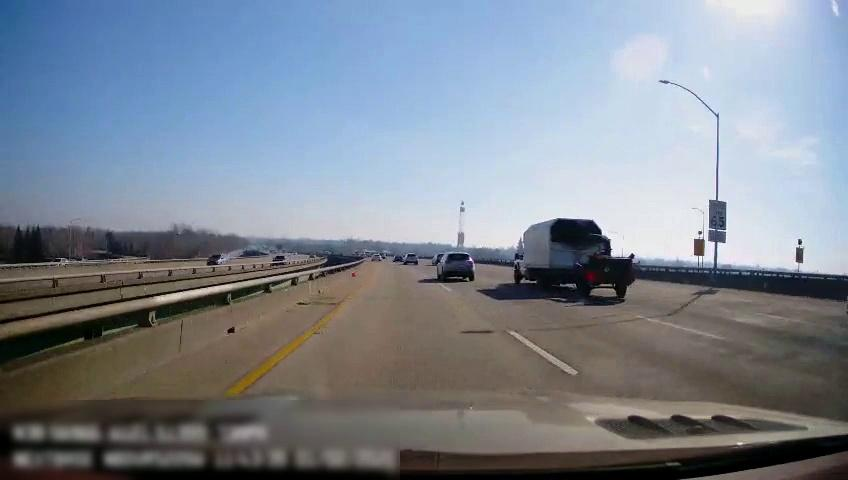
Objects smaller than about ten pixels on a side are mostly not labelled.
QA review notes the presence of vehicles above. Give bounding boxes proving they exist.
[392,255,403,263]
[47,258,69,268]
[271,255,289,266]
[371,254,382,262]
[436,251,476,282]
[402,252,418,266]
[513,216,637,299]
[206,252,227,266]
[431,253,444,266]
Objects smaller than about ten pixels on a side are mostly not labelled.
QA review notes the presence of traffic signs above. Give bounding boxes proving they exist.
[707,229,727,244]
[693,238,706,257]
[708,199,727,230]
[795,247,805,264]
